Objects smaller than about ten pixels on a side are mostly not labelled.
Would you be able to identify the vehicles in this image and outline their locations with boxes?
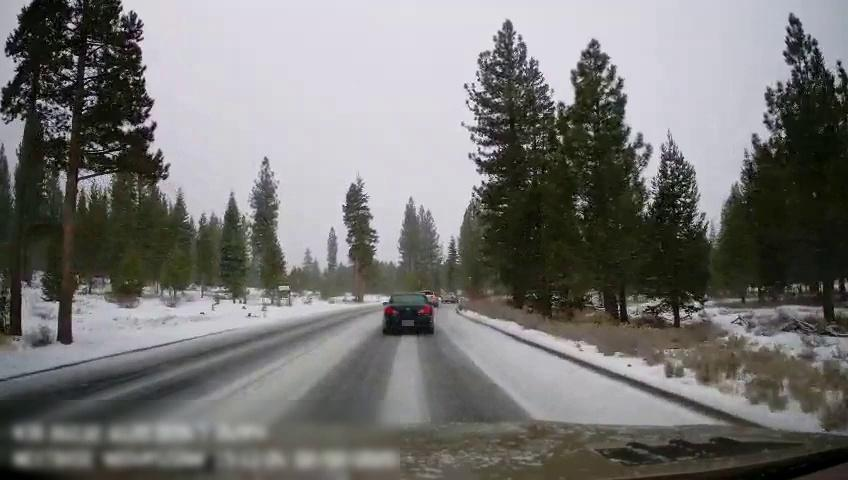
[381,293,435,335]
[419,290,439,307]
[441,292,458,303]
